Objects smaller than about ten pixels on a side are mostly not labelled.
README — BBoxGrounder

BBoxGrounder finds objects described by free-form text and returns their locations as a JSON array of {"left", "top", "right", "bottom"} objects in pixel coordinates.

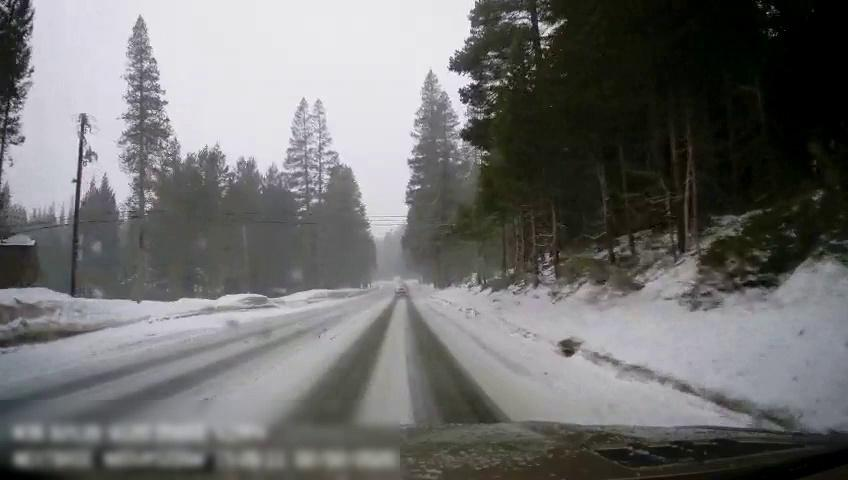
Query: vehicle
[{"left": 394, "top": 286, "right": 409, "bottom": 299}]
